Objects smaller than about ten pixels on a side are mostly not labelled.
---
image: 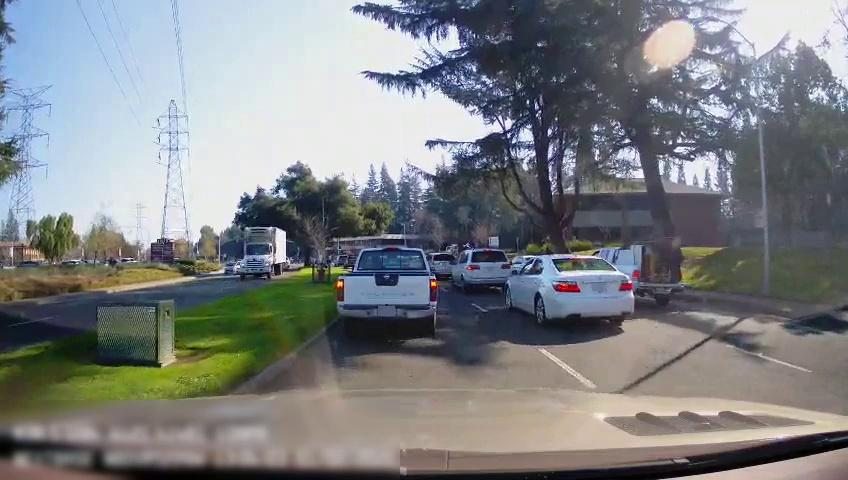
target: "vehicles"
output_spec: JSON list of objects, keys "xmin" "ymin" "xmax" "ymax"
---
[
  {"xmin": 503, "ymin": 254, "xmax": 636, "ymax": 330},
  {"xmin": 343, "ymin": 254, "xmax": 356, "ymax": 270},
  {"xmin": 449, "ymin": 247, "xmax": 511, "ymax": 290},
  {"xmin": 238, "ymin": 226, "xmax": 287, "ymax": 281},
  {"xmin": 590, "ymin": 241, "xmax": 685, "ymax": 307},
  {"xmin": 334, "ymin": 255, "xmax": 347, "ymax": 267},
  {"xmin": 511, "ymin": 255, "xmax": 529, "ymax": 272},
  {"xmin": 334, "ymin": 246, "xmax": 440, "ymax": 341},
  {"xmin": 429, "ymin": 251, "xmax": 456, "ymax": 274},
  {"xmin": 222, "ymin": 260, "xmax": 240, "ymax": 275},
  {"xmin": 283, "ymin": 255, "xmax": 291, "ymax": 272}
]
